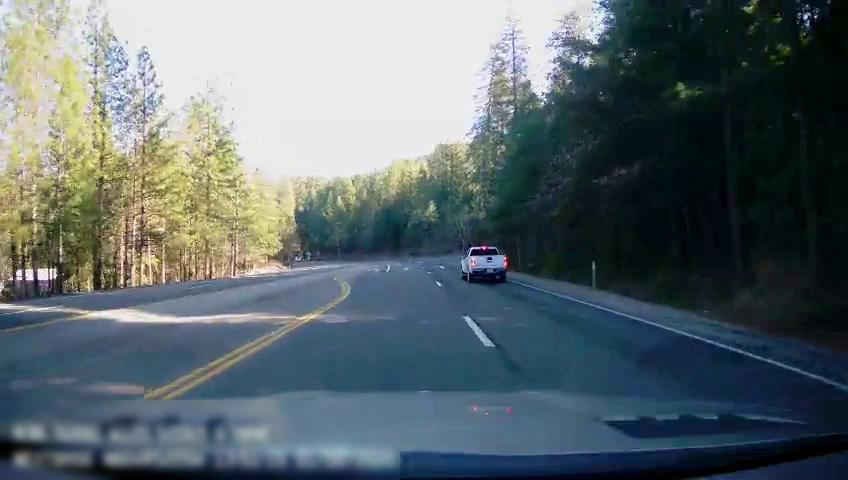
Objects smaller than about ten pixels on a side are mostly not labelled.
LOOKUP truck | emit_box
[460,246,509,283]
